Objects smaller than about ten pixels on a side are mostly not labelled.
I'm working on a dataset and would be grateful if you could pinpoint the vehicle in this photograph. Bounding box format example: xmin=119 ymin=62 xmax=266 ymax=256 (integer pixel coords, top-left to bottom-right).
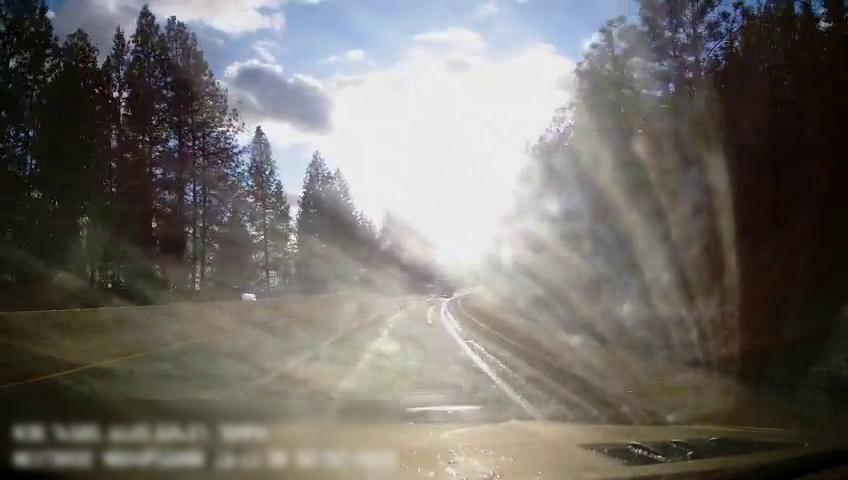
xmin=433 ymin=279 xmax=453 ymax=299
